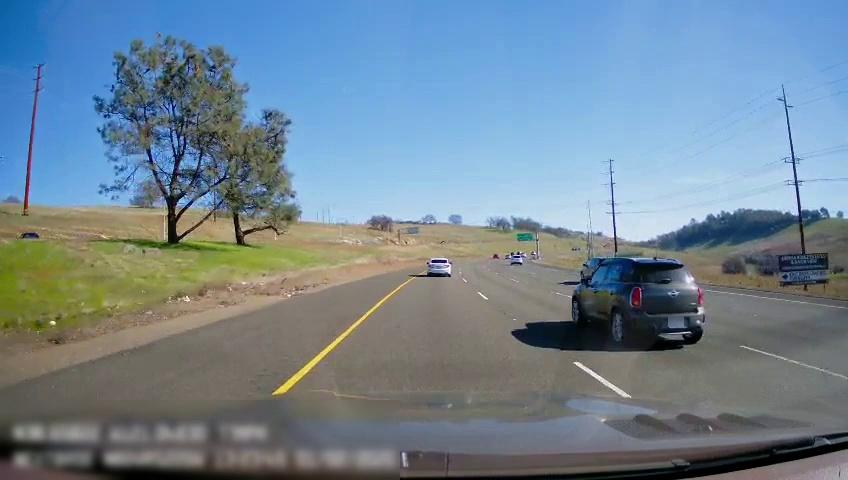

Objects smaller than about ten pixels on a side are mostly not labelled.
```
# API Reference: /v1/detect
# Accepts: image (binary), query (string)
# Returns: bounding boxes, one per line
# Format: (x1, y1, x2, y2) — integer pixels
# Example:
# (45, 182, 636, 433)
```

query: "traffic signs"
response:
(514, 231, 533, 243)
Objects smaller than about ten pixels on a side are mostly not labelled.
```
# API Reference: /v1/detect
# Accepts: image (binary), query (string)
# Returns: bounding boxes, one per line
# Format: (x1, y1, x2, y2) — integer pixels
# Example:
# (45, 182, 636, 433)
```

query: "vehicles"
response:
(569, 257, 706, 349)
(579, 257, 604, 279)
(510, 254, 523, 265)
(426, 257, 452, 277)
(17, 232, 40, 240)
